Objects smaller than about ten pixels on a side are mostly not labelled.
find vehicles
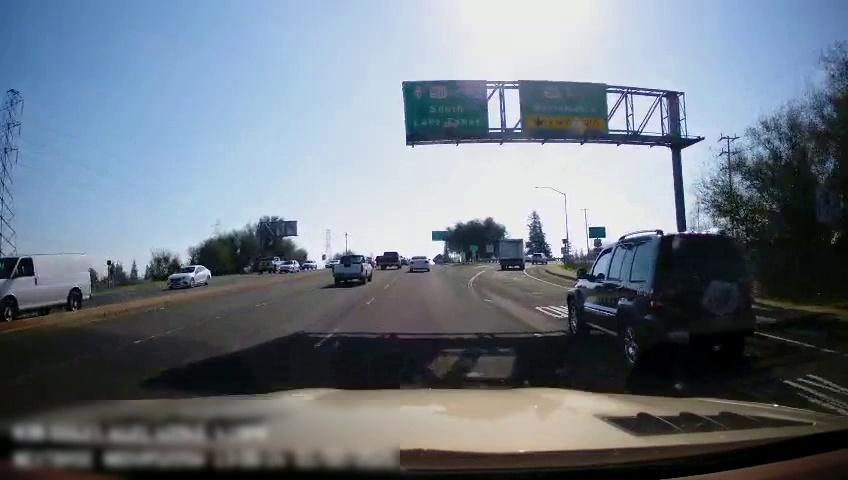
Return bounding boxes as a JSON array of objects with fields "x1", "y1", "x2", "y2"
[
  {"x1": 567, "y1": 232, "x2": 755, "y2": 369},
  {"x1": 257, "y1": 256, "x2": 280, "y2": 274},
  {"x1": 331, "y1": 254, "x2": 373, "y2": 286},
  {"x1": 530, "y1": 252, "x2": 547, "y2": 264},
  {"x1": 167, "y1": 264, "x2": 212, "y2": 288},
  {"x1": 380, "y1": 251, "x2": 401, "y2": 271},
  {"x1": 409, "y1": 255, "x2": 430, "y2": 273},
  {"x1": 499, "y1": 238, "x2": 526, "y2": 270},
  {"x1": 279, "y1": 259, "x2": 300, "y2": 274},
  {"x1": 301, "y1": 260, "x2": 317, "y2": 270},
  {"x1": 0, "y1": 252, "x2": 91, "y2": 320}
]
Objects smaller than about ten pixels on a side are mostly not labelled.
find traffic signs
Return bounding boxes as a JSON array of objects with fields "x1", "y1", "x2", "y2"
[
  {"x1": 400, "y1": 79, "x2": 489, "y2": 145},
  {"x1": 431, "y1": 230, "x2": 449, "y2": 241},
  {"x1": 518, "y1": 78, "x2": 611, "y2": 142}
]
